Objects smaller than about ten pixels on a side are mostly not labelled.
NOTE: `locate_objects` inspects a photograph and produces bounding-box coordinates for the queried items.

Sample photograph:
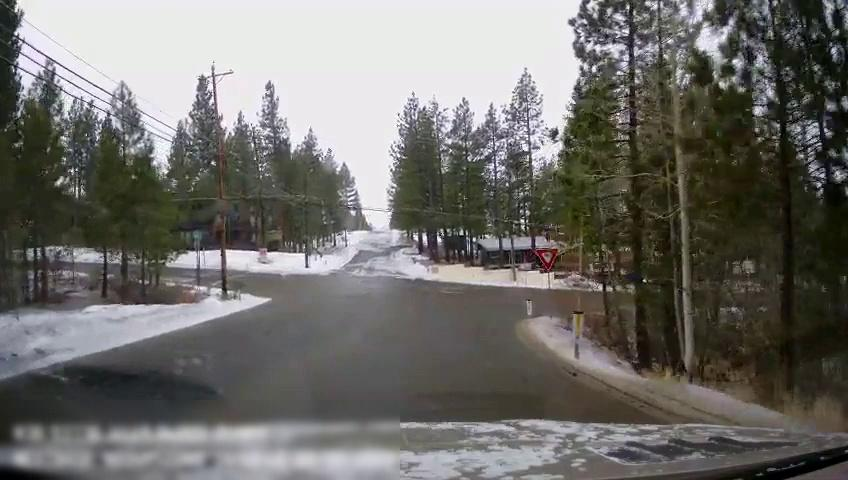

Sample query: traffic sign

[533,246,560,273]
